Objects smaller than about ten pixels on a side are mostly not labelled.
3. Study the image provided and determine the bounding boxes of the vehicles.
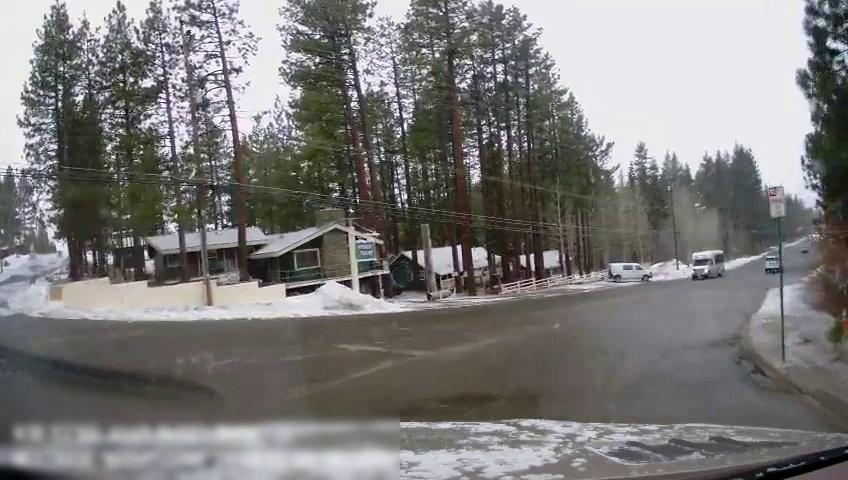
[764,254,784,273]
[690,249,726,280]
[608,263,653,284]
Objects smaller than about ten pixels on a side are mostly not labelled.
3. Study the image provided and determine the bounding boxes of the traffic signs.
[767,185,785,216]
